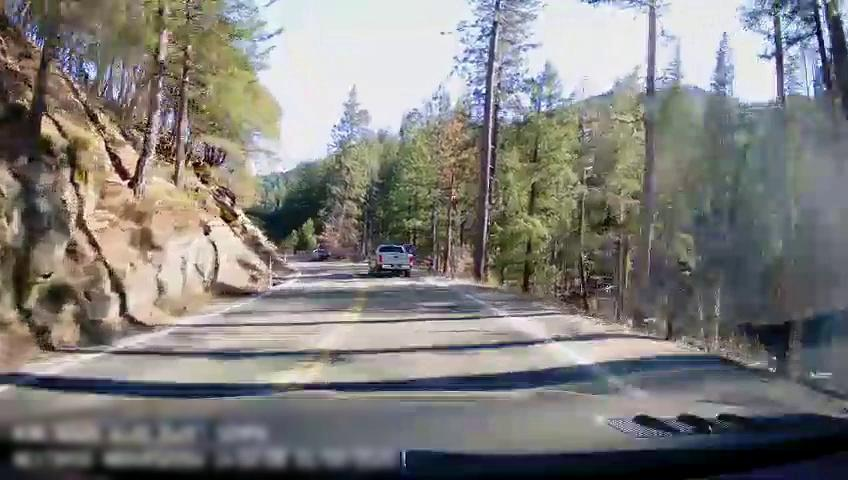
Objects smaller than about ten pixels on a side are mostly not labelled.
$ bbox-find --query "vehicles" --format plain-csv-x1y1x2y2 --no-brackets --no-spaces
316,249,329,261
369,244,414,278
